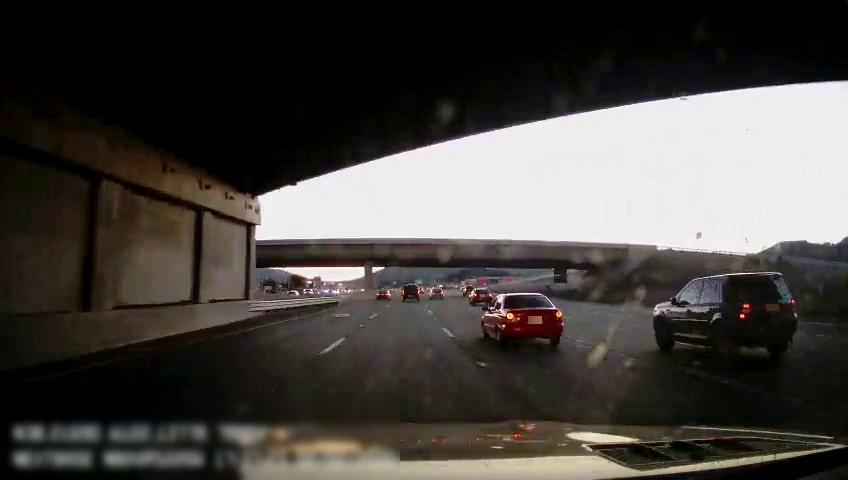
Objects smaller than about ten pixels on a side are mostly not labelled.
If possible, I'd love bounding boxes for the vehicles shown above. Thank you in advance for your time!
[479,292,566,347]
[286,290,300,297]
[462,285,474,297]
[401,284,420,302]
[428,287,445,301]
[375,289,392,302]
[653,270,798,370]
[468,287,496,306]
